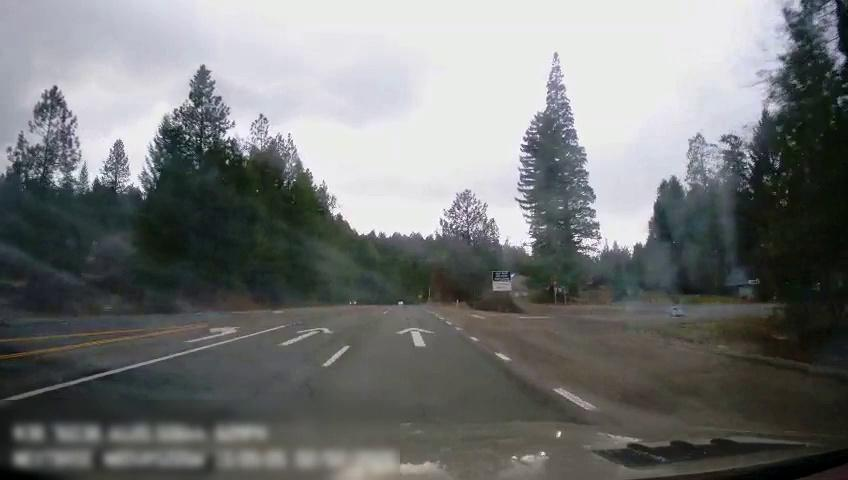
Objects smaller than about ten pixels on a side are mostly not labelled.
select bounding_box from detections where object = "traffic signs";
[492,270,511,282]
[492,281,512,291]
